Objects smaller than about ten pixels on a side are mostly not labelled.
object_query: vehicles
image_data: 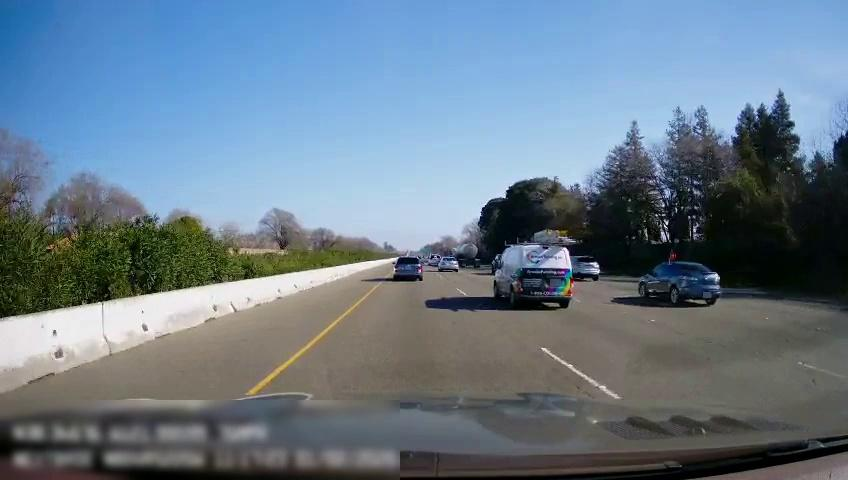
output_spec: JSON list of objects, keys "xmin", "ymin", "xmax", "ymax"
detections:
[
  {"xmin": 492, "ymin": 245, "xmax": 574, "ymax": 309},
  {"xmin": 570, "ymin": 256, "xmax": 601, "ymax": 281},
  {"xmin": 438, "ymin": 257, "xmax": 459, "ymax": 272},
  {"xmin": 392, "ymin": 256, "xmax": 424, "ymax": 281},
  {"xmin": 637, "ymin": 261, "xmax": 720, "ymax": 307},
  {"xmin": 490, "ymin": 253, "xmax": 504, "ymax": 272},
  {"xmin": 427, "ymin": 255, "xmax": 443, "ymax": 267},
  {"xmin": 451, "ymin": 243, "xmax": 480, "ymax": 268}
]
